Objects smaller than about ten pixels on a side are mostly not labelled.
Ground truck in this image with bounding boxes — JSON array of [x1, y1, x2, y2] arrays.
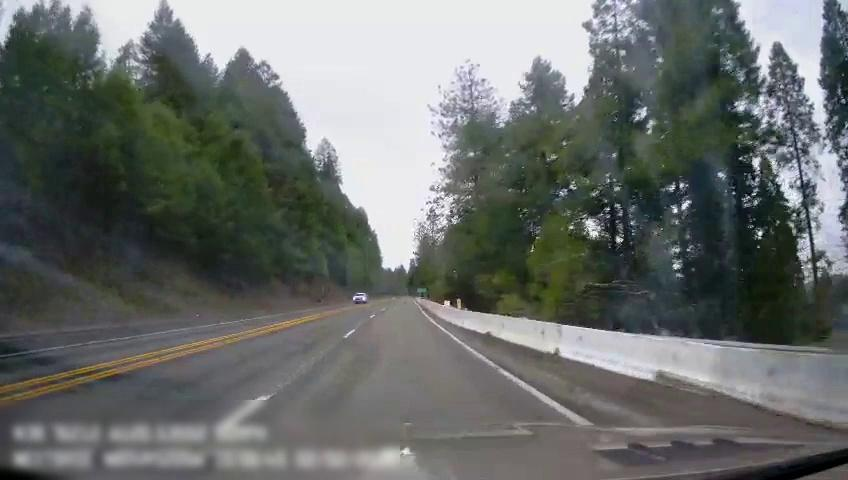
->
[[352, 292, 369, 305]]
